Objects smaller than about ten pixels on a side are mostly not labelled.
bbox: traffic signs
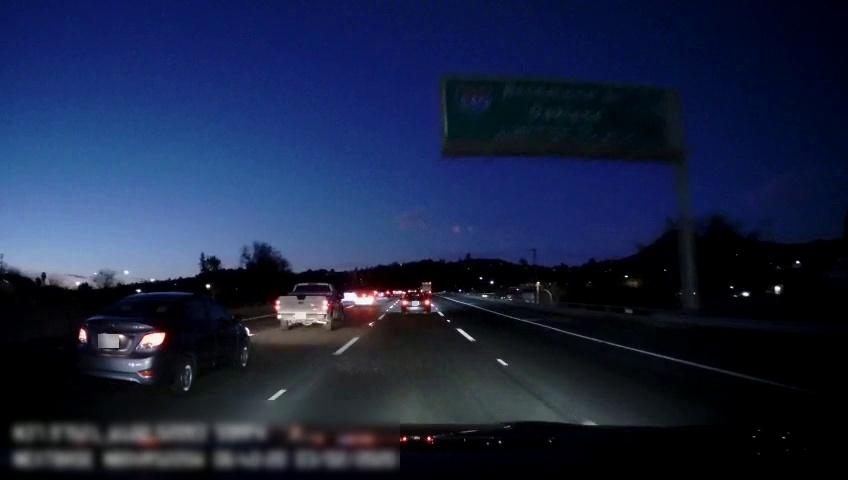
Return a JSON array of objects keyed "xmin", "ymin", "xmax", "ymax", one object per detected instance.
[{"xmin": 443, "ymin": 76, "xmax": 666, "ymax": 154}]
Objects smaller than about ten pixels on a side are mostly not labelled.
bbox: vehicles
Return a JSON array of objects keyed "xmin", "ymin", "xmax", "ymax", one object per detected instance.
[
  {"xmin": 355, "ymin": 291, "xmax": 377, "ymax": 305},
  {"xmin": 341, "ymin": 290, "xmax": 358, "ymax": 302},
  {"xmin": 375, "ymin": 288, "xmax": 390, "ymax": 299},
  {"xmin": 422, "ymin": 282, "xmax": 432, "ymax": 296},
  {"xmin": 276, "ymin": 283, "xmax": 343, "ymax": 330},
  {"xmin": 401, "ymin": 289, "xmax": 431, "ymax": 313},
  {"xmin": 76, "ymin": 292, "xmax": 252, "ymax": 398}
]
